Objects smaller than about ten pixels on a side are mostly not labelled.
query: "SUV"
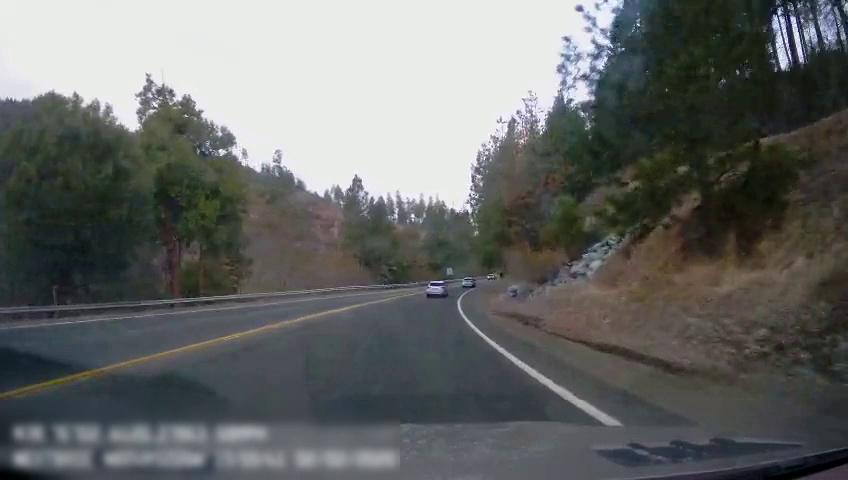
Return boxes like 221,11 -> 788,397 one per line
425,280 -> 449,298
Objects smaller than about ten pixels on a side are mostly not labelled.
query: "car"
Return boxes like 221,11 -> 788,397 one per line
462,276 -> 477,288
